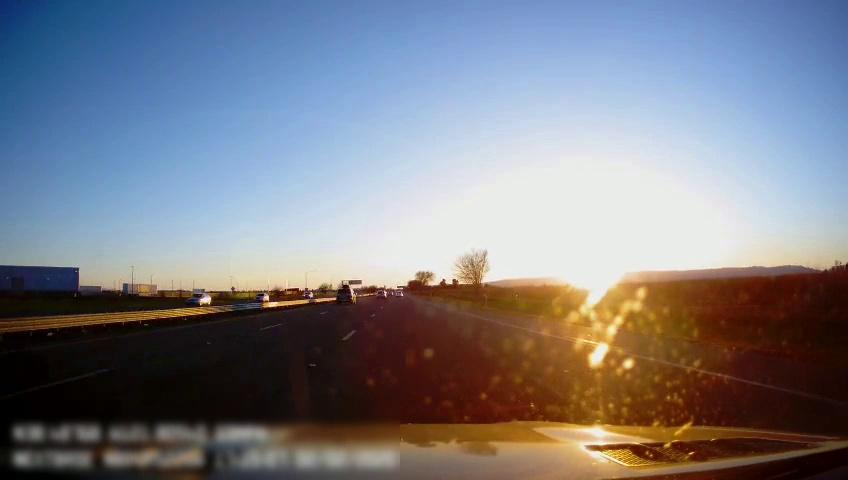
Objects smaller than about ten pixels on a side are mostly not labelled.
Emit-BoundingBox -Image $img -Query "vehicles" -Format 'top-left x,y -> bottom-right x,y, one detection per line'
376,289 -> 387,298
188,293 -> 212,307
254,293 -> 269,303
303,292 -> 314,299
336,283 -> 356,306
